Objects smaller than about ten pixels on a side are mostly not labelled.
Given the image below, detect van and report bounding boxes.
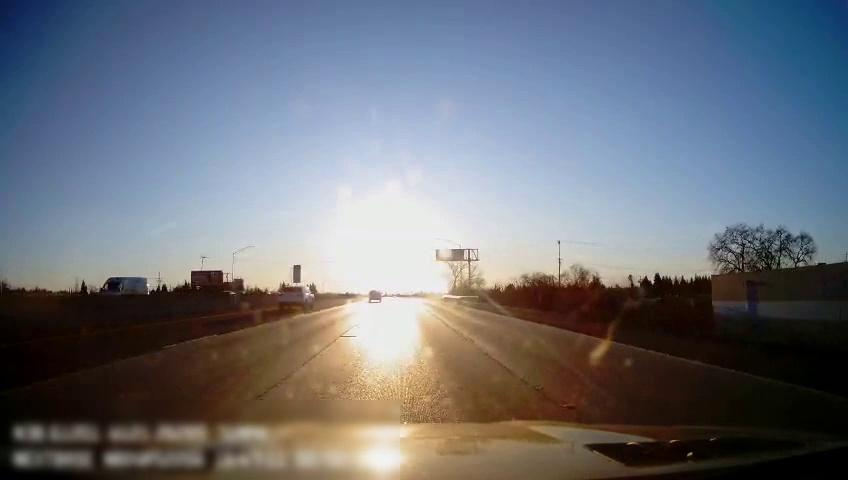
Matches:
[98,277,147,296]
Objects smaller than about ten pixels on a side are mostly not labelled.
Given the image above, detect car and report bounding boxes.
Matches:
[368,290,381,302]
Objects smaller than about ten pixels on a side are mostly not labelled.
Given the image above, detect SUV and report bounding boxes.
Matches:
[274,284,315,310]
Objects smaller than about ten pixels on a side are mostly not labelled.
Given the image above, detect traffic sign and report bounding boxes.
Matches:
[436,248,465,262]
